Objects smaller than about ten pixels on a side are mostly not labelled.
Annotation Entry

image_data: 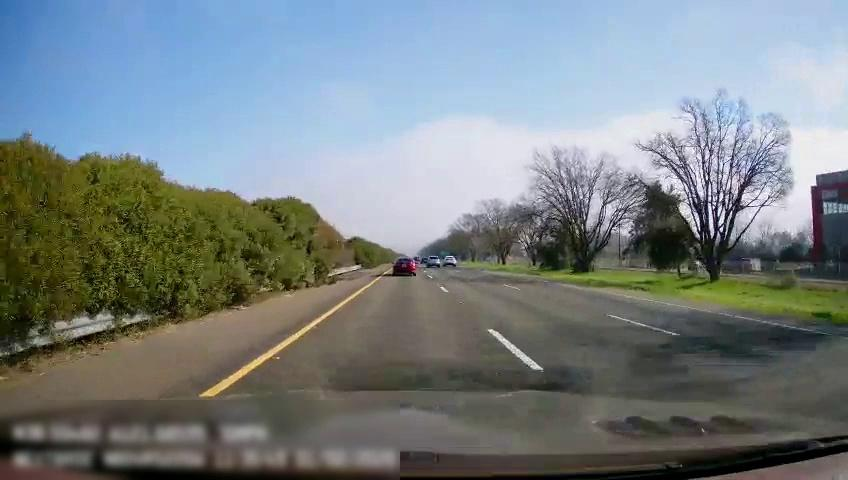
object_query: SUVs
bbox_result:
[442,255,458,267]
[425,256,440,268]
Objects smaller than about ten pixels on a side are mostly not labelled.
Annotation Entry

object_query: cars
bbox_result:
[392,256,417,278]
